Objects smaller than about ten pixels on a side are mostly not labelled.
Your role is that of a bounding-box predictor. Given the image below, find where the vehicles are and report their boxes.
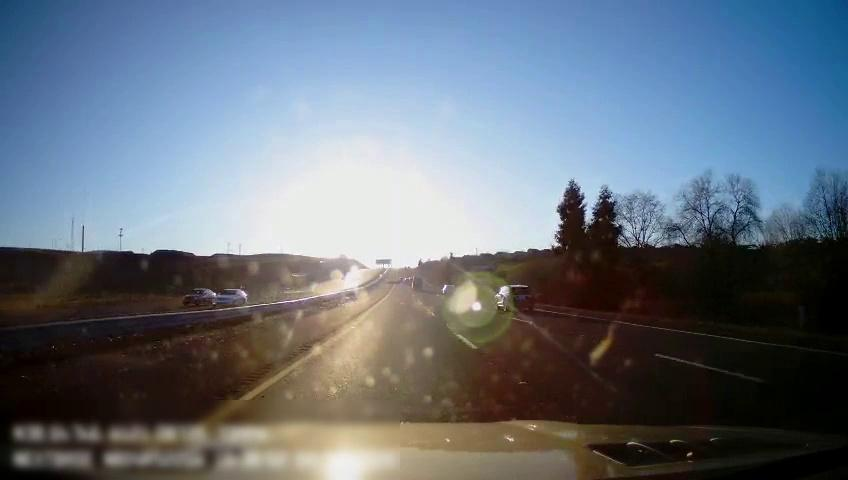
[441,284,456,296]
[212,288,248,309]
[182,288,216,307]
[496,285,534,314]
[412,276,423,291]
